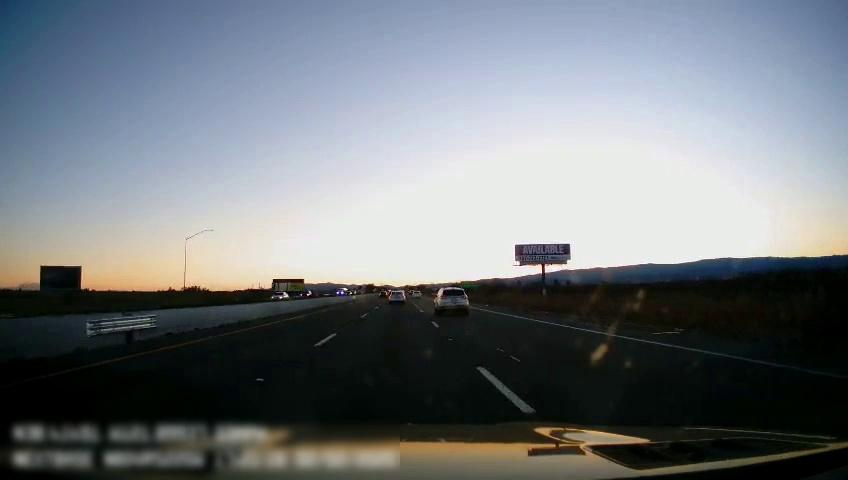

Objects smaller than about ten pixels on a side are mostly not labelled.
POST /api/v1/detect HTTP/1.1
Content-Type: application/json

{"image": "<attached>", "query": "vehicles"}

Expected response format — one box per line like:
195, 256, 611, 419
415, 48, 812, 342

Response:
271, 292, 289, 300
300, 289, 313, 297
433, 287, 471, 315
336, 287, 348, 296
411, 290, 422, 299
387, 290, 406, 303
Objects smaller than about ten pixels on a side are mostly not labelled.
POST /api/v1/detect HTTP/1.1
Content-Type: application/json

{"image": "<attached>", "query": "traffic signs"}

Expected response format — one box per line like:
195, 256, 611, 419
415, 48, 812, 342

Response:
461, 281, 480, 289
